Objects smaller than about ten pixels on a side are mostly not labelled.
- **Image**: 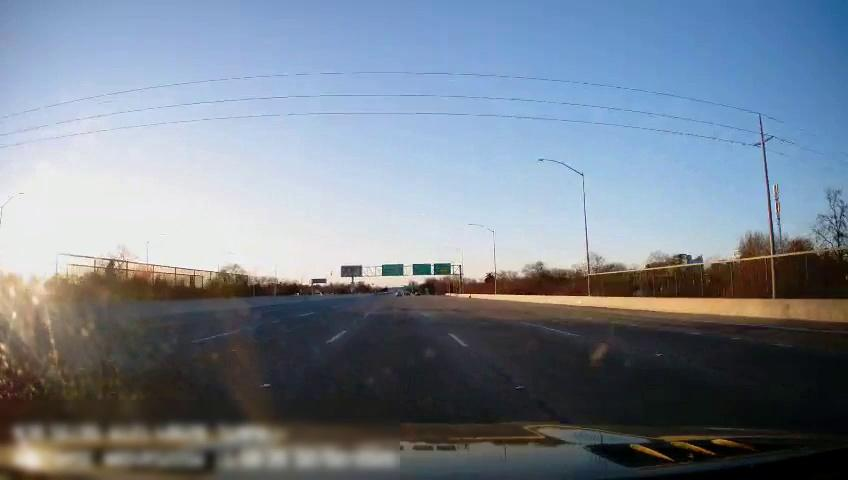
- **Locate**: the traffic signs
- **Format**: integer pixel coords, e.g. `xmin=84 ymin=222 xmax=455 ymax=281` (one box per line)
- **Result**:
xmin=382 ymin=264 xmax=404 ymax=276
xmin=434 ymin=263 xmax=453 ymax=276
xmin=411 ymin=263 xmax=433 ymax=276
